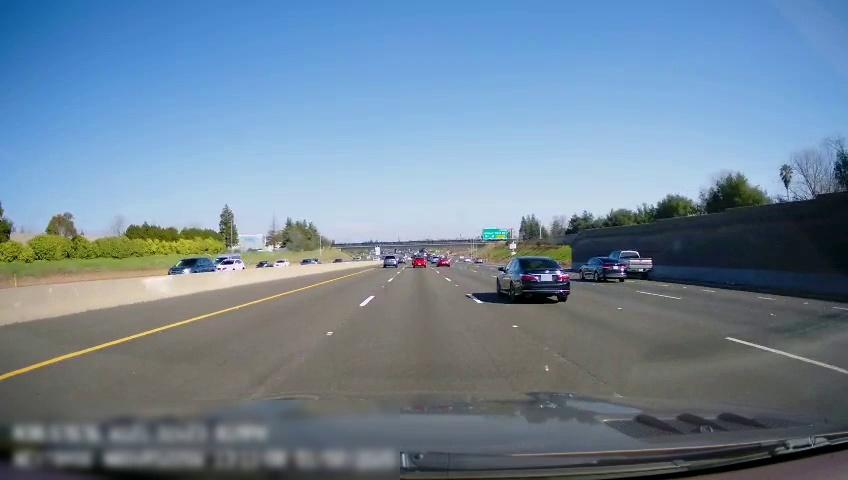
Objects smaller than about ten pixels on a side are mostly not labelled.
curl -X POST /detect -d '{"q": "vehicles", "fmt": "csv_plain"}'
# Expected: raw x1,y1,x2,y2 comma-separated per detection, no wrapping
382,254,400,269
255,260,273,269
577,256,627,283
436,256,451,267
413,256,428,267
168,257,216,277
430,256,438,264
299,258,314,265
331,258,344,263
611,251,652,280
494,255,571,304
312,257,322,265
214,259,247,272
274,259,290,267
212,253,240,268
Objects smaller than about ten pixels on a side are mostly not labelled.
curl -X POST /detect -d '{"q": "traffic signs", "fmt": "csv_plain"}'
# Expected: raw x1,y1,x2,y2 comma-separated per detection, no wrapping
374,244,381,256
481,228,508,241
